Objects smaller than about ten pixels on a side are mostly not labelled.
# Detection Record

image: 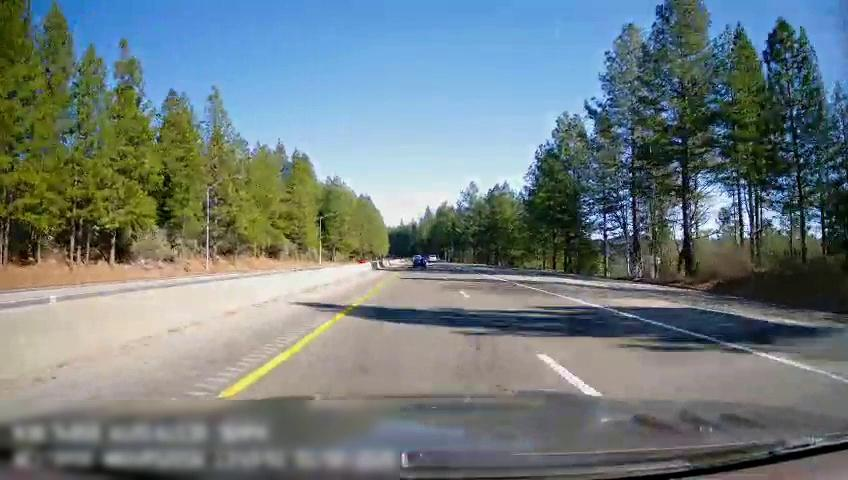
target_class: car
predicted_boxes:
[412,256,425,267]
